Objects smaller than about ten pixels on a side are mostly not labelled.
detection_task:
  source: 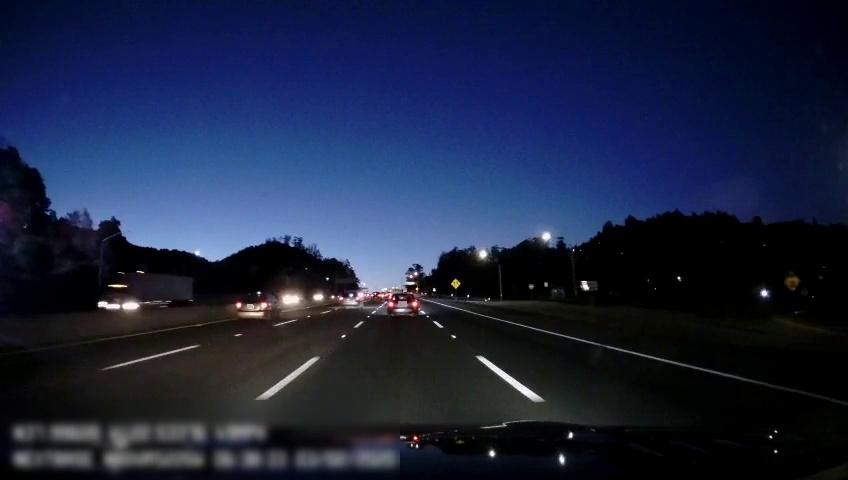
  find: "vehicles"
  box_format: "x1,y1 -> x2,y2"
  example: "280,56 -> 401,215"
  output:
370,291 -> 383,301
105,294 -> 168,313
282,292 -> 303,305
234,292 -> 283,325
385,292 -> 419,319
96,271 -> 193,313
340,290 -> 364,311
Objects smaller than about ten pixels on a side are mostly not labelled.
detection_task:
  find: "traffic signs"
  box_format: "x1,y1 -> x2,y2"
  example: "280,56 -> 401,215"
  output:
782,272 -> 802,292
450,278 -> 461,289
